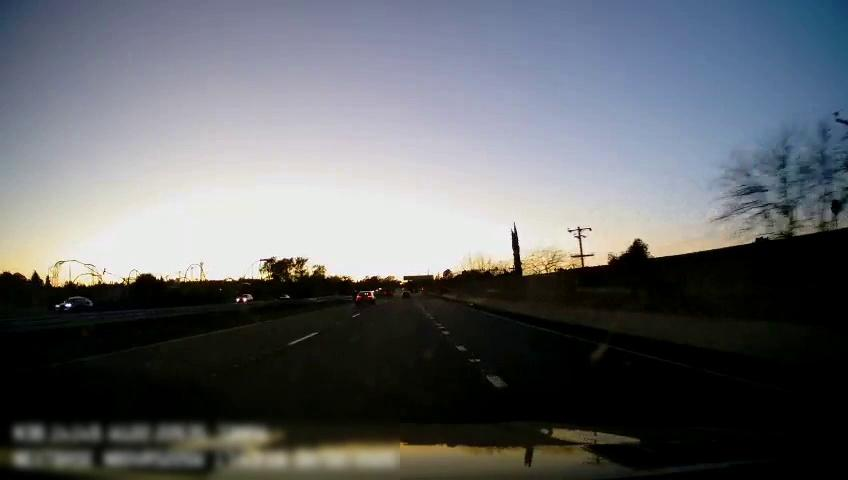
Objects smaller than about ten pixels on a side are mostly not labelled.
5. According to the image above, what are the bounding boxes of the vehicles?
[355,290,377,307]
[401,291,412,300]
[235,293,253,303]
[54,296,95,315]
[280,293,291,299]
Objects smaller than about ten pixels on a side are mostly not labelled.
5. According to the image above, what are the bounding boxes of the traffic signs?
[404,276,423,280]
